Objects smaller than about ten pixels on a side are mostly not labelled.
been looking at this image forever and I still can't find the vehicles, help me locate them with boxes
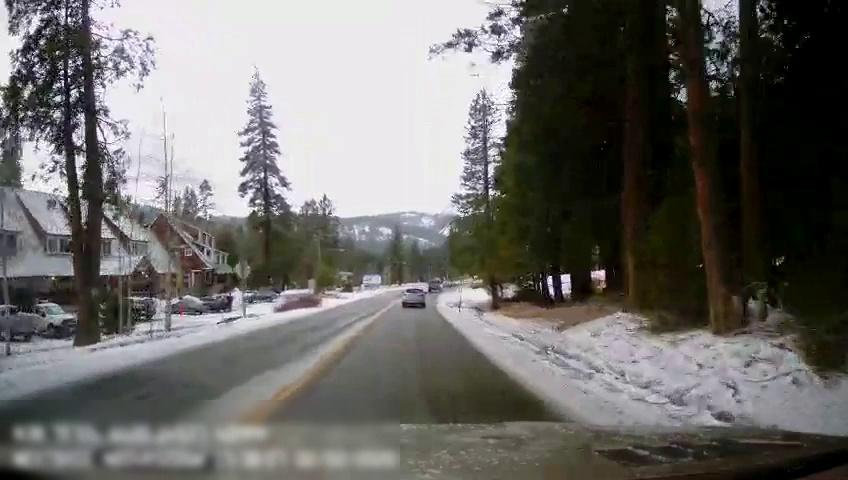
[19,304,80,338]
[0,305,36,341]
[428,279,442,292]
[199,296,229,313]
[402,288,427,307]
[126,298,156,321]
[164,296,208,315]
[243,288,278,303]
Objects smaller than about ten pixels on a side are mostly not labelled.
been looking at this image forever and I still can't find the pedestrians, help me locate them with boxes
[226,292,234,311]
